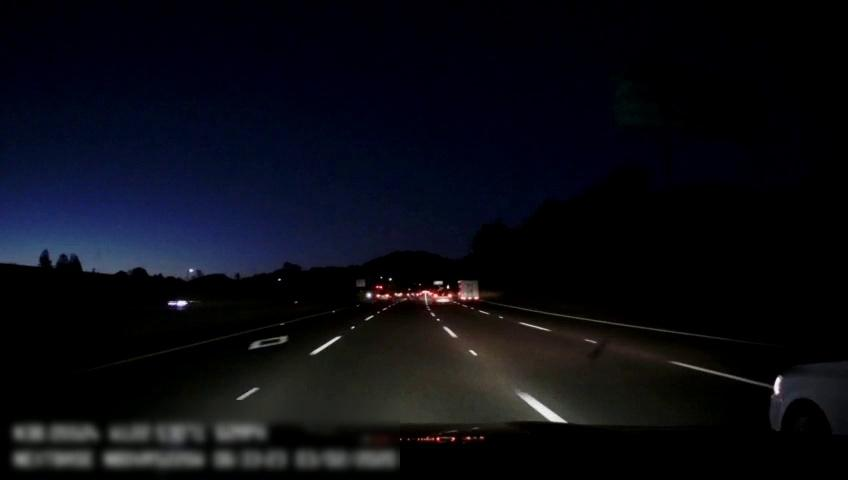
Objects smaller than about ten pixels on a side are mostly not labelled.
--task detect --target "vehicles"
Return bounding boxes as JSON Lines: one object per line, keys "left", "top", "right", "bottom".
{"left": 769, "top": 347, "right": 848, "bottom": 438}
{"left": 457, "top": 280, "right": 479, "bottom": 303}
{"left": 168, "top": 296, "right": 191, "bottom": 309}
{"left": 433, "top": 290, "right": 452, "bottom": 305}
{"left": 375, "top": 289, "right": 391, "bottom": 304}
